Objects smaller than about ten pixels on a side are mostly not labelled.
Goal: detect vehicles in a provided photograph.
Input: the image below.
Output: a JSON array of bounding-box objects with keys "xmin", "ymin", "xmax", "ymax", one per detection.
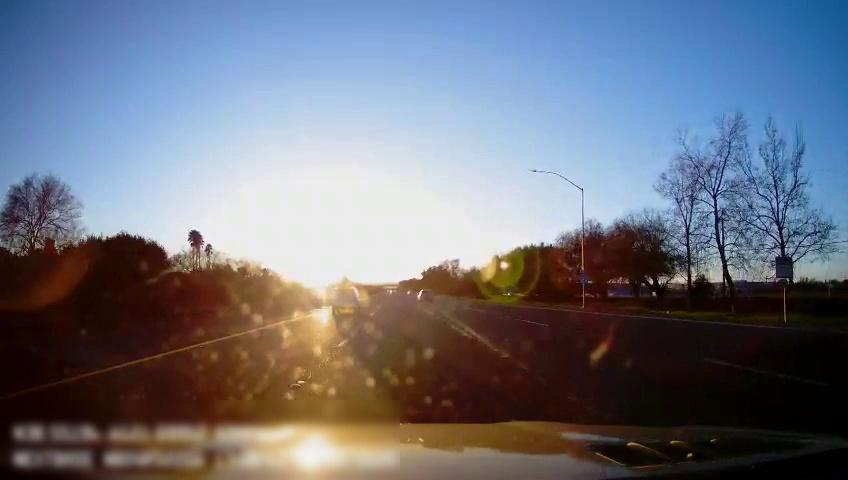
[
  {"xmin": 418, "ymin": 288, "xmax": 435, "ymax": 302},
  {"xmin": 330, "ymin": 286, "xmax": 363, "ymax": 316}
]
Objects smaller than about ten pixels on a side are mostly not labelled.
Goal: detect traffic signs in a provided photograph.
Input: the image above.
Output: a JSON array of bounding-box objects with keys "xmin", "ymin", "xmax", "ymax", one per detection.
[{"xmin": 774, "ymin": 256, "xmax": 794, "ymax": 279}]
